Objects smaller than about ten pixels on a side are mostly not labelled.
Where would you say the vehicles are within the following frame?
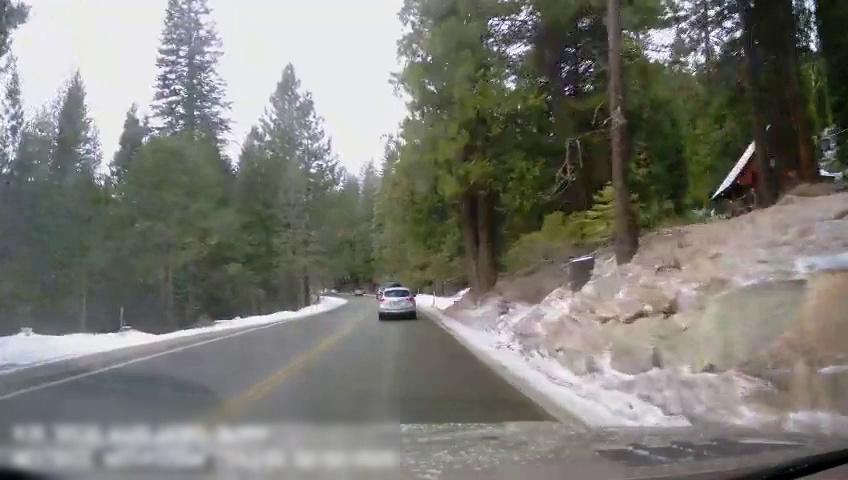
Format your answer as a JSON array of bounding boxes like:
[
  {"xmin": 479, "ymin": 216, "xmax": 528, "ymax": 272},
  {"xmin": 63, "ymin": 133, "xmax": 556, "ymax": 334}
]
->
[
  {"xmin": 353, "ymin": 287, "xmax": 365, "ymax": 297},
  {"xmin": 378, "ymin": 287, "xmax": 417, "ymax": 320},
  {"xmin": 376, "ymin": 283, "xmax": 402, "ymax": 300}
]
